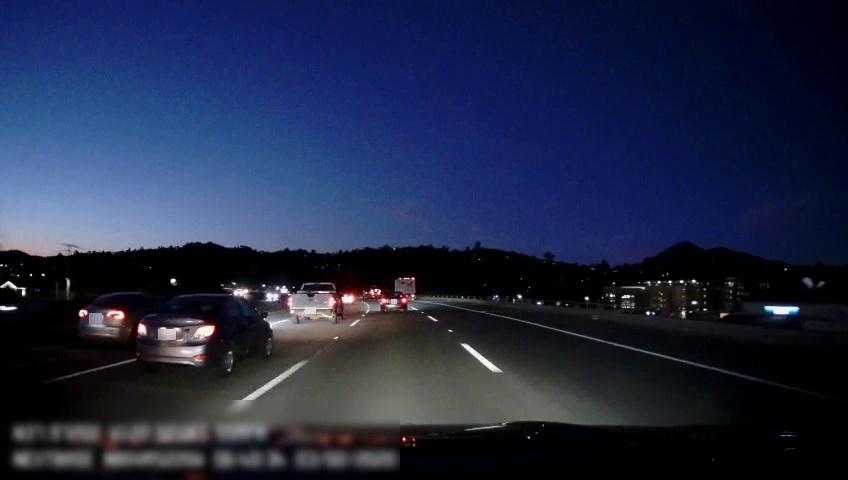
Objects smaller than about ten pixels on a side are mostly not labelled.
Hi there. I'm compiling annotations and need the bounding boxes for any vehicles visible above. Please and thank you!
[78,292,168,348]
[341,293,355,305]
[233,288,245,295]
[380,290,407,313]
[289,282,344,324]
[395,277,416,301]
[0,298,45,316]
[362,284,381,299]
[136,293,275,376]
[266,290,280,300]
